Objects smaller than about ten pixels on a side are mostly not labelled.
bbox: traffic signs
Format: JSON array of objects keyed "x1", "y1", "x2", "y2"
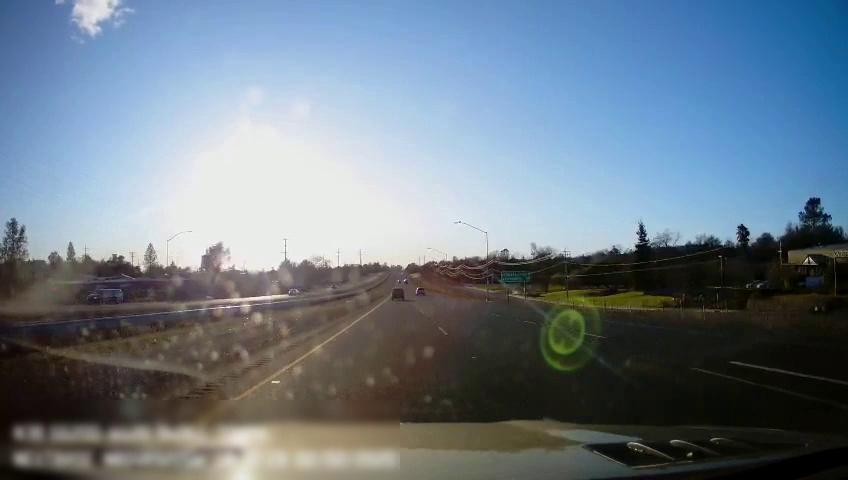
[{"x1": 501, "y1": 271, "x2": 531, "y2": 284}]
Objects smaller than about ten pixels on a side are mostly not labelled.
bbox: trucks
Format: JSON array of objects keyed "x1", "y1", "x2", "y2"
[{"x1": 391, "y1": 288, "x2": 405, "y2": 301}]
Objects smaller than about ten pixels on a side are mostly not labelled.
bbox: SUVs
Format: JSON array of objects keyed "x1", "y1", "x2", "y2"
[
  {"x1": 86, "y1": 289, "x2": 123, "y2": 306},
  {"x1": 415, "y1": 287, "x2": 425, "y2": 295}
]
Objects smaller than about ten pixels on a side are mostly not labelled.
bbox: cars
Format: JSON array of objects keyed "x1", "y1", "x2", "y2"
[{"x1": 288, "y1": 289, "x2": 300, "y2": 296}]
